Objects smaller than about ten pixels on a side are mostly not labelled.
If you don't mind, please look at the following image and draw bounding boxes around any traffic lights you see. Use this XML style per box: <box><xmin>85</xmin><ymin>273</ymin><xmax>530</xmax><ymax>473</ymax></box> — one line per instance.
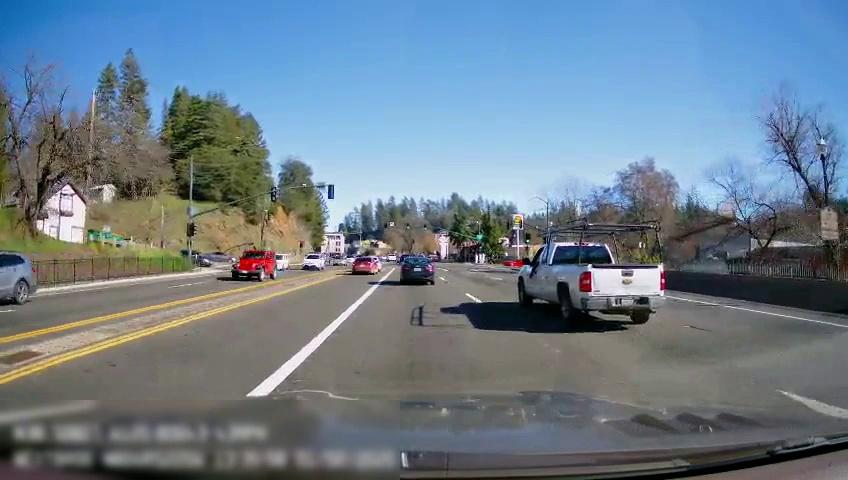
<box><xmin>525</xmin><ymin>232</ymin><xmax>531</xmax><ymax>244</ymax></box>
<box><xmin>327</xmin><ymin>184</ymin><xmax>335</xmax><ymax>199</ymax></box>
<box><xmin>518</xmin><ymin>219</ymin><xmax>523</xmax><ymax>230</ymax></box>
<box><xmin>270</xmin><ymin>186</ymin><xmax>277</xmax><ymax>203</ymax></box>
<box><xmin>191</xmin><ymin>223</ymin><xmax>197</xmax><ymax>236</ymax></box>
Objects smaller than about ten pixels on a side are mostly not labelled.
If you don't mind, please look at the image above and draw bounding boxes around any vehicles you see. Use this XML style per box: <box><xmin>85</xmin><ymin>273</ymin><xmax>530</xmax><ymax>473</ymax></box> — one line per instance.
<box><xmin>204</xmin><ymin>251</ymin><xmax>237</xmax><ymax>264</ymax></box>
<box><xmin>352</xmin><ymin>258</ymin><xmax>378</xmax><ymax>275</ymax></box>
<box><xmin>231</xmin><ymin>249</ymin><xmax>278</xmax><ymax>282</ymax></box>
<box><xmin>398</xmin><ymin>255</ymin><xmax>409</xmax><ymax>263</ymax></box>
<box><xmin>386</xmin><ymin>254</ymin><xmax>397</xmax><ymax>262</ymax></box>
<box><xmin>517</xmin><ymin>215</ymin><xmax>667</xmax><ymax>331</ymax></box>
<box><xmin>331</xmin><ymin>256</ymin><xmax>348</xmax><ymax>267</ymax></box>
<box><xmin>302</xmin><ymin>253</ymin><xmax>326</xmax><ymax>271</ymax></box>
<box><xmin>373</xmin><ymin>258</ymin><xmax>382</xmax><ymax>272</ymax></box>
<box><xmin>177</xmin><ymin>249</ymin><xmax>213</xmax><ymax>268</ymax></box>
<box><xmin>275</xmin><ymin>254</ymin><xmax>290</xmax><ymax>271</ymax></box>
<box><xmin>0</xmin><ymin>250</ymin><xmax>37</xmax><ymax>305</ymax></box>
<box><xmin>398</xmin><ymin>256</ymin><xmax>437</xmax><ymax>286</ymax></box>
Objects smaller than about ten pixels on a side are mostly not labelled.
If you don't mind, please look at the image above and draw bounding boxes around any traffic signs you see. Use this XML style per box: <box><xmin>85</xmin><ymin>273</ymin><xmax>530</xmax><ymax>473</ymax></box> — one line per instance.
<box><xmin>820</xmin><ymin>209</ymin><xmax>840</xmax><ymax>240</ymax></box>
